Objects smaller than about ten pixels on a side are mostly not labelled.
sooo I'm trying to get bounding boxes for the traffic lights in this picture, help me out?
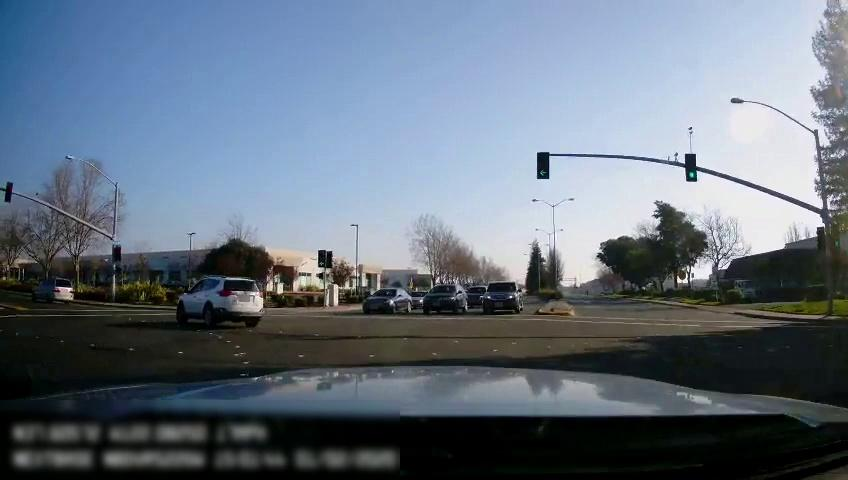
[112,245,122,263]
[684,152,697,183]
[816,225,824,248]
[3,181,15,204]
[317,249,326,268]
[326,250,333,268]
[536,152,550,181]
[832,231,842,250]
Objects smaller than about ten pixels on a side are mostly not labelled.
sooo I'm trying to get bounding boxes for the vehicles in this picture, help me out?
[175,276,264,330]
[30,276,75,305]
[362,288,413,316]
[466,284,487,306]
[422,283,468,315]
[409,290,425,312]
[483,281,523,313]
